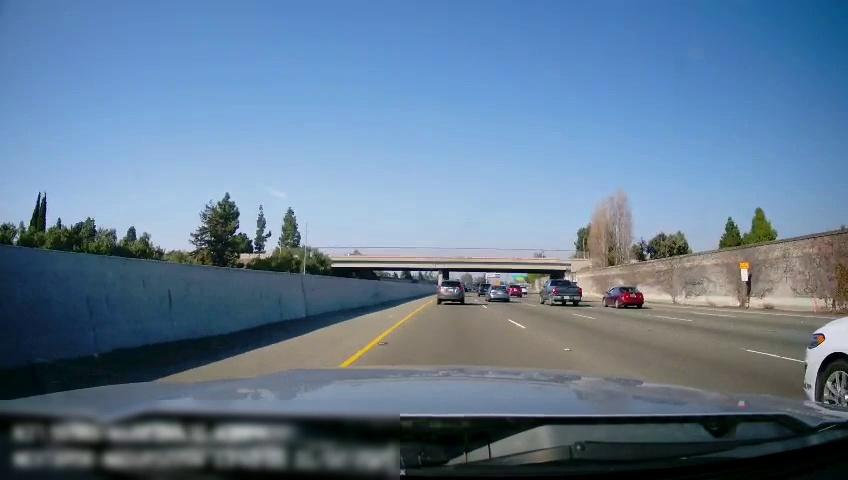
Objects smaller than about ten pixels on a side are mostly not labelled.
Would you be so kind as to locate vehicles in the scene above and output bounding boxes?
[539,278,583,307]
[486,285,510,303]
[477,283,493,298]
[507,284,523,299]
[601,286,645,309]
[436,280,465,305]
[800,315,848,413]
[517,285,528,296]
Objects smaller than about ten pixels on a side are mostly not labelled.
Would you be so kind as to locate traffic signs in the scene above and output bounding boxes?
[740,268,749,282]
[485,272,501,280]
[512,275,528,282]
[738,261,750,270]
